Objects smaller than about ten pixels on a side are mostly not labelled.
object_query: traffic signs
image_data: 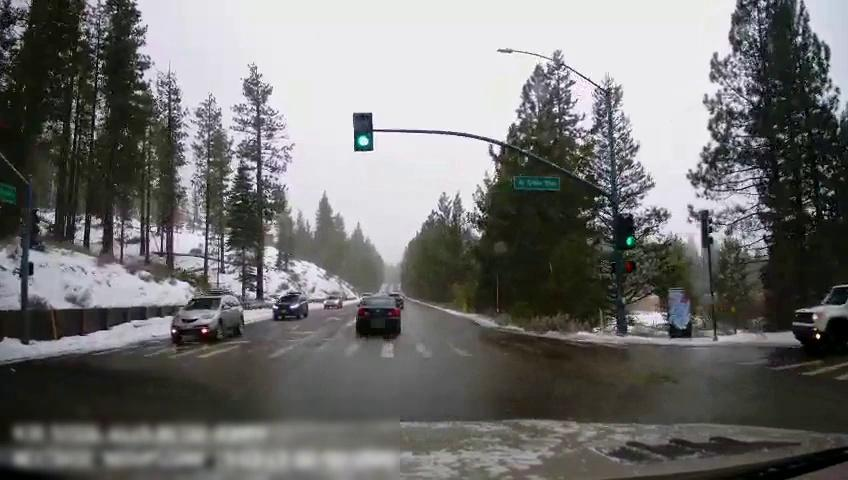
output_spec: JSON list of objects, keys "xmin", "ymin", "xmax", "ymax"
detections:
[
  {"xmin": 512, "ymin": 175, "xmax": 560, "ymax": 192},
  {"xmin": 0, "ymin": 184, "xmax": 18, "ymax": 203}
]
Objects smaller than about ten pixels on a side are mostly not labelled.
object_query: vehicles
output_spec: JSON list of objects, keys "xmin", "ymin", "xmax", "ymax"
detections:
[
  {"xmin": 323, "ymin": 294, "xmax": 343, "ymax": 309},
  {"xmin": 790, "ymin": 284, "xmax": 848, "ymax": 356},
  {"xmin": 355, "ymin": 295, "xmax": 402, "ymax": 337},
  {"xmin": 272, "ymin": 291, "xmax": 309, "ymax": 320},
  {"xmin": 388, "ymin": 292, "xmax": 404, "ymax": 311},
  {"xmin": 169, "ymin": 290, "xmax": 246, "ymax": 343}
]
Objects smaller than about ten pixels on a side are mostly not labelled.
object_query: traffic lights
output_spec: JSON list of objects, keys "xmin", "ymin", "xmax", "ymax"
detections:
[
  {"xmin": 700, "ymin": 208, "xmax": 714, "ymax": 249},
  {"xmin": 26, "ymin": 262, "xmax": 35, "ymax": 276},
  {"xmin": 616, "ymin": 213, "xmax": 635, "ymax": 250},
  {"xmin": 623, "ymin": 258, "xmax": 637, "ymax": 274},
  {"xmin": 352, "ymin": 111, "xmax": 375, "ymax": 153},
  {"xmin": 19, "ymin": 208, "xmax": 41, "ymax": 248}
]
